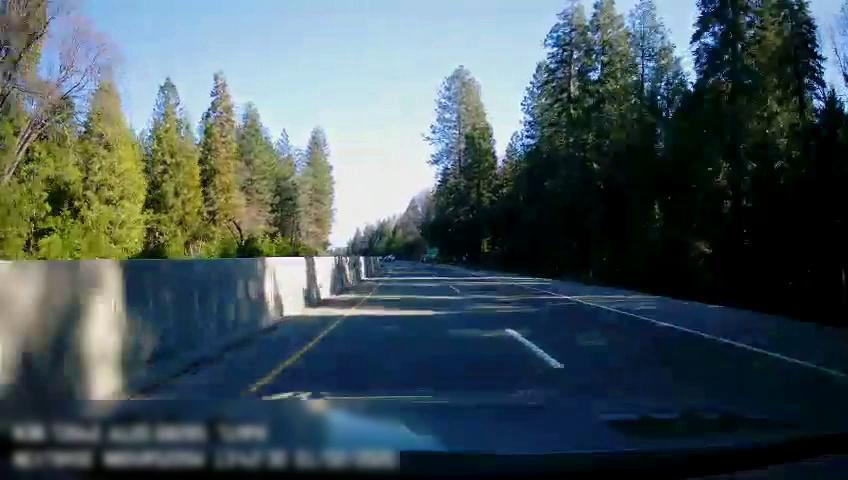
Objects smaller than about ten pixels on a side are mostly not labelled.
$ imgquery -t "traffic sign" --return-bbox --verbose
[426,248,438,257]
